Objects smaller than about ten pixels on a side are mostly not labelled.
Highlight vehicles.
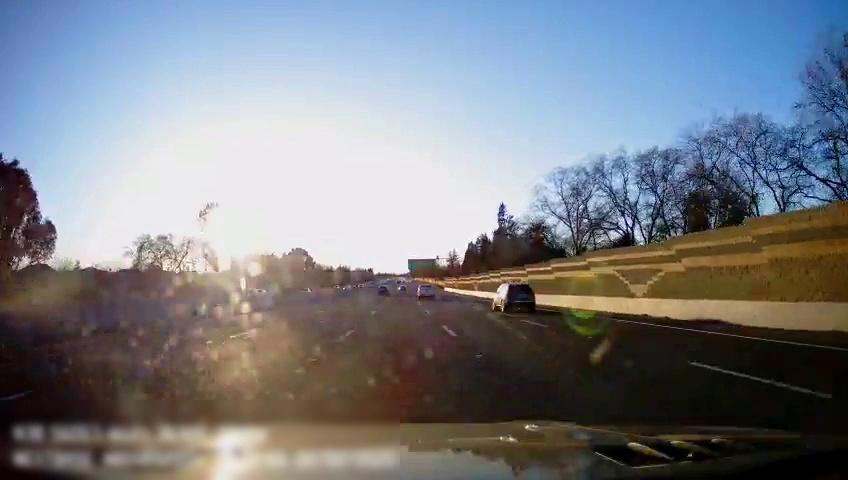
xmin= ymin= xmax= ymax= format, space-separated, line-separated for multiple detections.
xmin=377 ymin=285 xmax=389 ymax=296
xmin=415 ymin=283 xmax=436 ymax=301
xmin=251 ymin=288 xmax=268 ymax=294
xmin=299 ymin=287 xmax=312 ymax=293
xmin=491 ymin=282 xmax=535 ymax=314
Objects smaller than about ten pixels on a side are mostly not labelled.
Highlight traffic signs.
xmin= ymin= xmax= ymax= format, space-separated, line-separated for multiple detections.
xmin=408 ymin=259 xmax=436 ymax=270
